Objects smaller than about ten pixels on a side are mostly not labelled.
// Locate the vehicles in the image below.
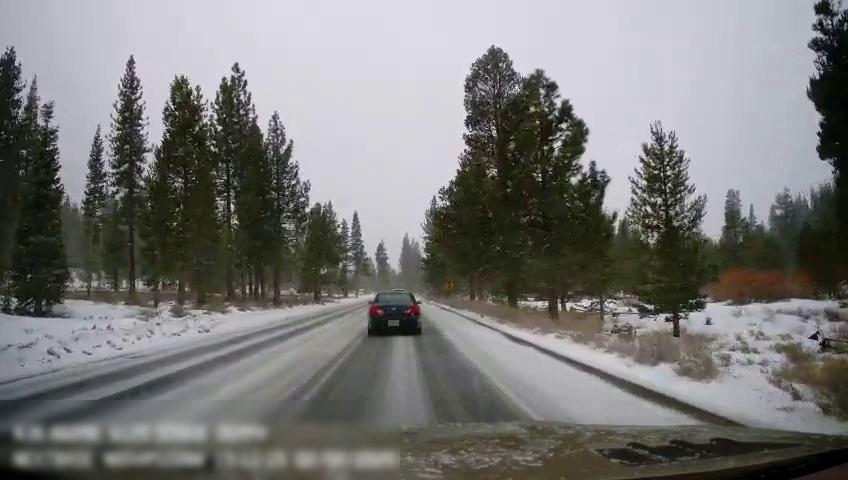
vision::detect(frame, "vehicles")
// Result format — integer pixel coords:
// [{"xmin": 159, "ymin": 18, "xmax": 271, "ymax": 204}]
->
[
  {"xmin": 368, "ymin": 292, "xmax": 422, "ymax": 336},
  {"xmin": 391, "ymin": 288, "xmax": 407, "ymax": 293}
]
